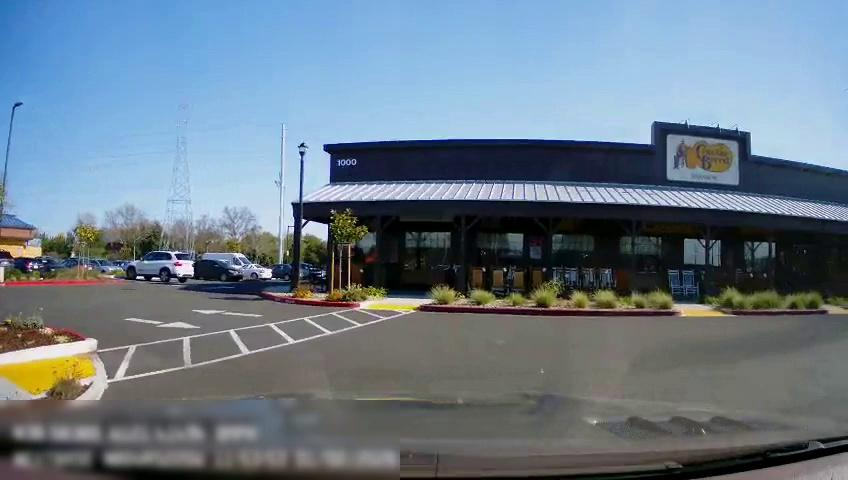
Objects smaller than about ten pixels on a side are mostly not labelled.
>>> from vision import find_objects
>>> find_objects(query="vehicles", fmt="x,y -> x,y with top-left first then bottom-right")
291,262 -> 327,279
57,256 -> 95,271
203,252 -> 253,265
0,250 -> 17,268
266,264 -> 301,279
126,250 -> 195,284
233,264 -> 272,280
80,257 -> 124,273
193,257 -> 243,281
13,255 -> 43,273
35,256 -> 65,271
